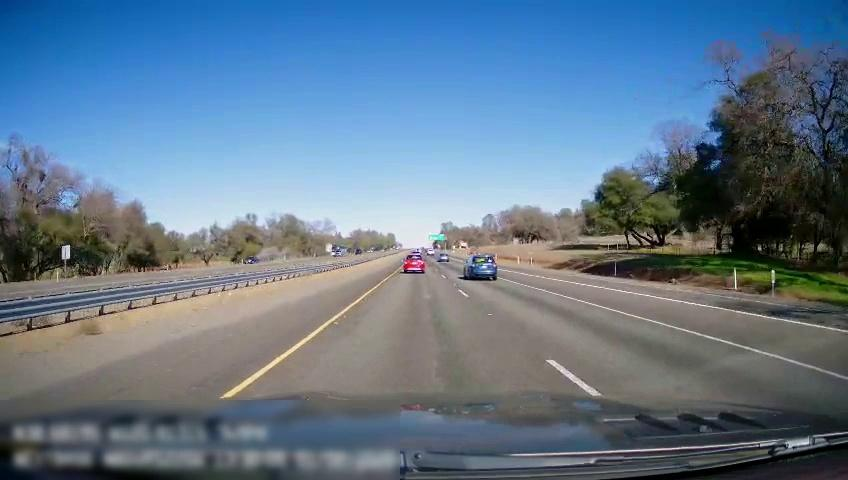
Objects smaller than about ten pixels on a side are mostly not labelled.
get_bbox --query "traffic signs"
[431,234,446,241]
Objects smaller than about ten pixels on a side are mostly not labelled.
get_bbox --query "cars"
[437,253,449,262]
[242,256,257,265]
[463,256,497,281]
[404,254,427,272]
